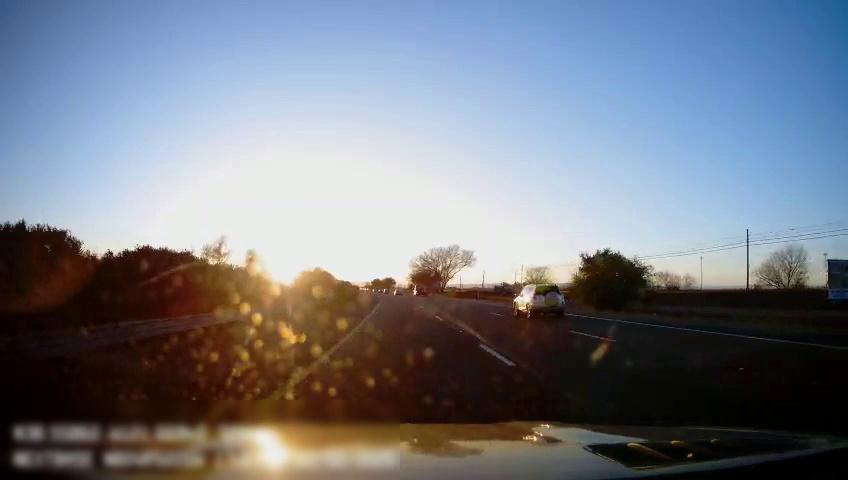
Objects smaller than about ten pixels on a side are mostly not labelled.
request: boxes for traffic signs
[826,259,848,301]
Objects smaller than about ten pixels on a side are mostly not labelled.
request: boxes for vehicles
[415,286,429,297]
[512,284,564,319]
